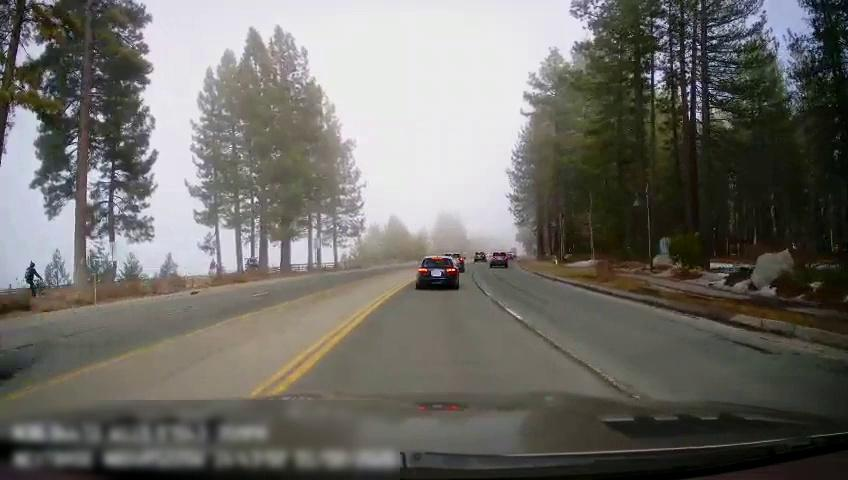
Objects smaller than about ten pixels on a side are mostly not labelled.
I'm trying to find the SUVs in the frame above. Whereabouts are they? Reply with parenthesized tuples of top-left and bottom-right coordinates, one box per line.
(489, 253, 509, 268)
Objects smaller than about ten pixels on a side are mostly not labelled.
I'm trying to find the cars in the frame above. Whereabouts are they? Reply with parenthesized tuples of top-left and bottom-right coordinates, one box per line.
(442, 253, 464, 273)
(475, 252, 486, 262)
(416, 256, 458, 290)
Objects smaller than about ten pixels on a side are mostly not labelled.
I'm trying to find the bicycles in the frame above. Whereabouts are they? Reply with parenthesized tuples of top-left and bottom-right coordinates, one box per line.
(24, 262, 46, 297)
